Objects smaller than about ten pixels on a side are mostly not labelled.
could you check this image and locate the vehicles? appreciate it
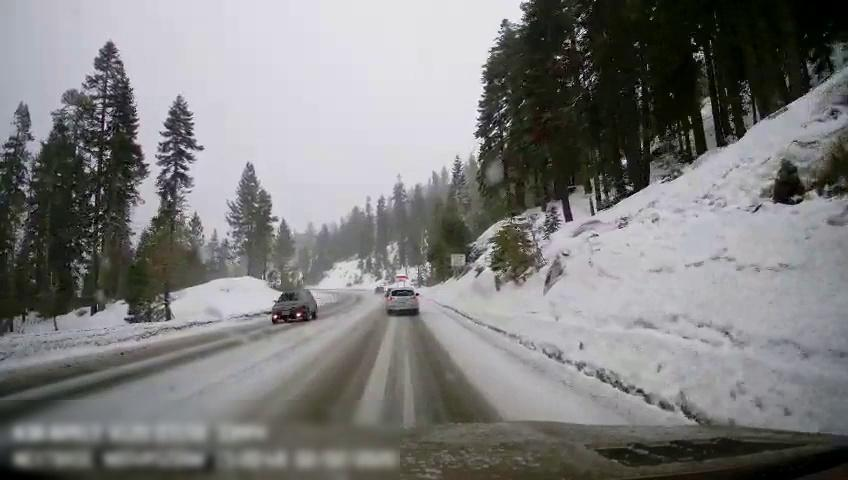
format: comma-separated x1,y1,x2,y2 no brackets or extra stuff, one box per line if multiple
374,286,386,295
385,286,421,316
270,289,318,324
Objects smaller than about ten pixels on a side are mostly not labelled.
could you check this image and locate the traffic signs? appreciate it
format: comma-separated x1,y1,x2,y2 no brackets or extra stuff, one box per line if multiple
452,255,466,266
